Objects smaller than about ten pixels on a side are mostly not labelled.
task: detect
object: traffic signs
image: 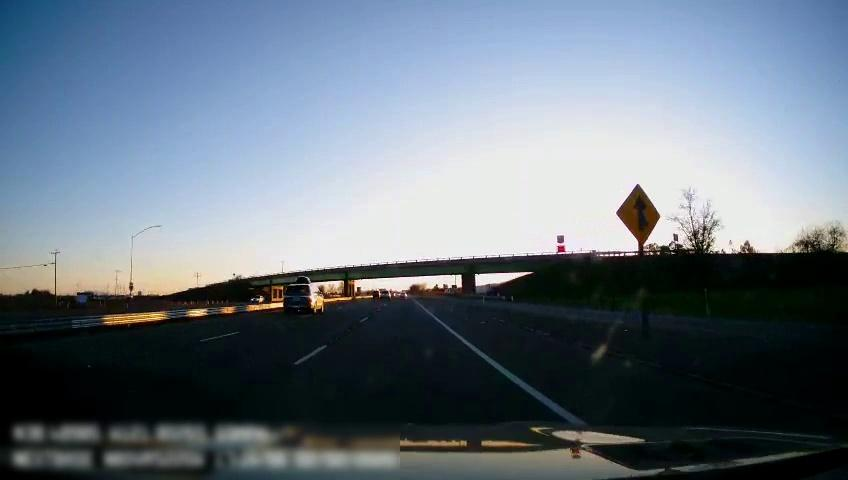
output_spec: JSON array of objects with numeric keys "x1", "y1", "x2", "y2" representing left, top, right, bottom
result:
[{"x1": 615, "y1": 183, "x2": 661, "y2": 245}]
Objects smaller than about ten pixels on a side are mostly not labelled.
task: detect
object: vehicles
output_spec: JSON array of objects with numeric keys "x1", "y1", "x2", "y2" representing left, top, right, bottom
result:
[
  {"x1": 248, "y1": 294, "x2": 266, "y2": 304},
  {"x1": 380, "y1": 290, "x2": 391, "y2": 300},
  {"x1": 282, "y1": 275, "x2": 325, "y2": 315}
]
